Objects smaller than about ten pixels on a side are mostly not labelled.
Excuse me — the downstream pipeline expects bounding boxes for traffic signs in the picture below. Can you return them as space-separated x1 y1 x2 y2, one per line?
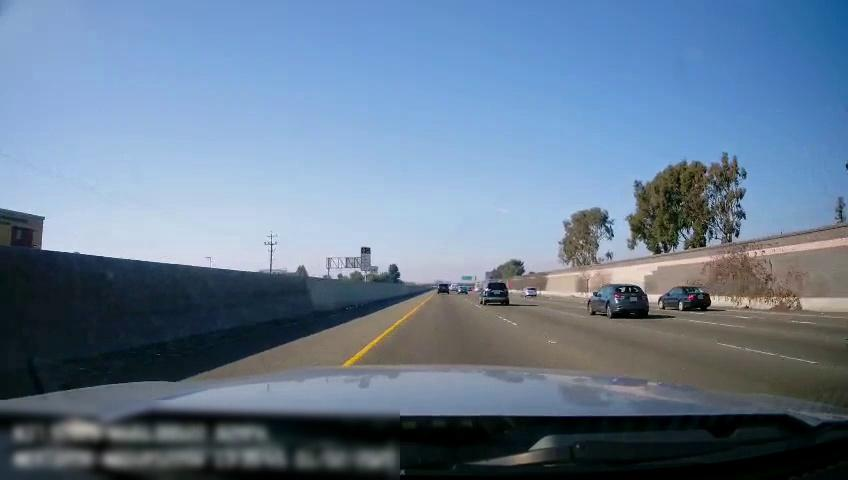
462 275 473 281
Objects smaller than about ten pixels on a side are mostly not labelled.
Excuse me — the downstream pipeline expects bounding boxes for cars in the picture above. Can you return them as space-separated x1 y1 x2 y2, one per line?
521 286 538 297
457 284 469 295
587 284 649 318
657 285 711 311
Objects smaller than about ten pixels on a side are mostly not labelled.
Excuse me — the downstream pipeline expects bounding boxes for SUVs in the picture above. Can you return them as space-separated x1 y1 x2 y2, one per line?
436 281 450 295
479 281 509 306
